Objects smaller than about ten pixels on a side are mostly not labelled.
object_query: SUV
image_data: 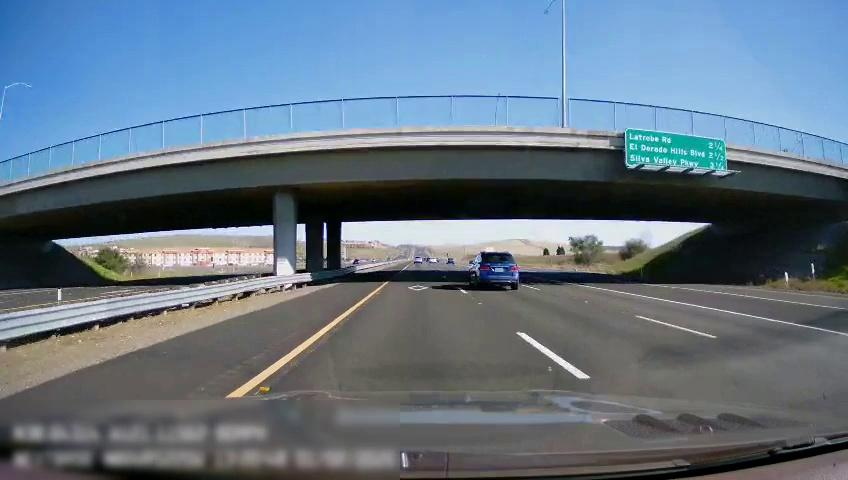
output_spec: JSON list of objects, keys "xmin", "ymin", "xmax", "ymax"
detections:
[{"xmin": 469, "ymin": 252, "xmax": 520, "ymax": 290}]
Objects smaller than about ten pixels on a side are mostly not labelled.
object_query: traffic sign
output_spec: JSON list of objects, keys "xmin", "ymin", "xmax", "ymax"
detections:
[{"xmin": 624, "ymin": 127, "xmax": 728, "ymax": 173}]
